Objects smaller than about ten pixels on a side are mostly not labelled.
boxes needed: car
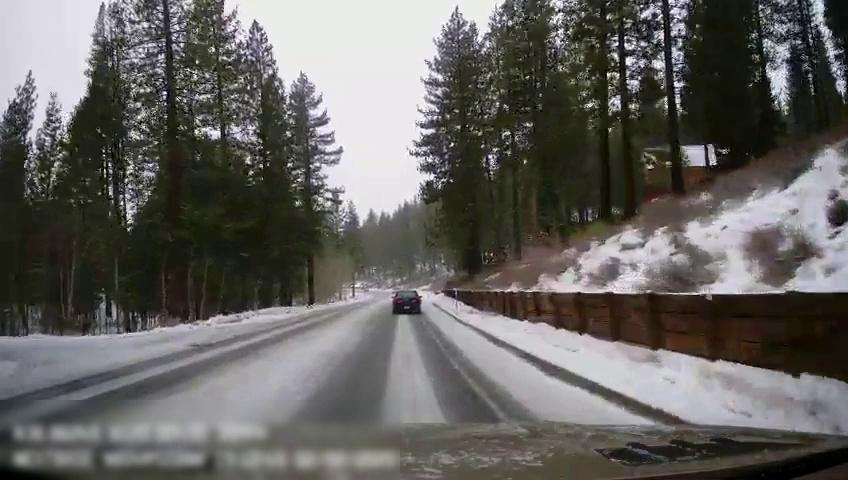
[391,290,423,315]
